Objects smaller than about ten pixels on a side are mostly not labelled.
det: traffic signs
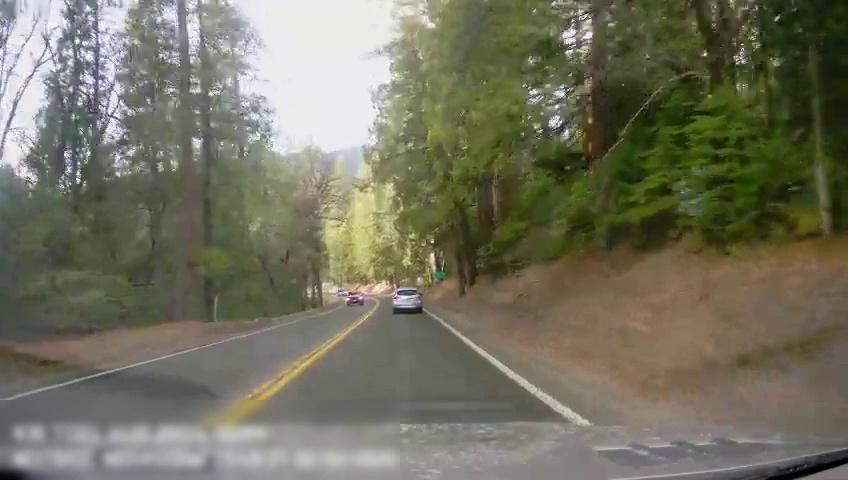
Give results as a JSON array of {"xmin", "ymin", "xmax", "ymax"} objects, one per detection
[{"xmin": 432, "ymin": 271, "xmax": 448, "ymax": 279}]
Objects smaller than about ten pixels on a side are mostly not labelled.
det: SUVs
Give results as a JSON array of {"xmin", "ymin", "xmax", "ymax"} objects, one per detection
[
  {"xmin": 345, "ymin": 291, "xmax": 364, "ymax": 306},
  {"xmin": 392, "ymin": 286, "xmax": 423, "ymax": 314}
]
